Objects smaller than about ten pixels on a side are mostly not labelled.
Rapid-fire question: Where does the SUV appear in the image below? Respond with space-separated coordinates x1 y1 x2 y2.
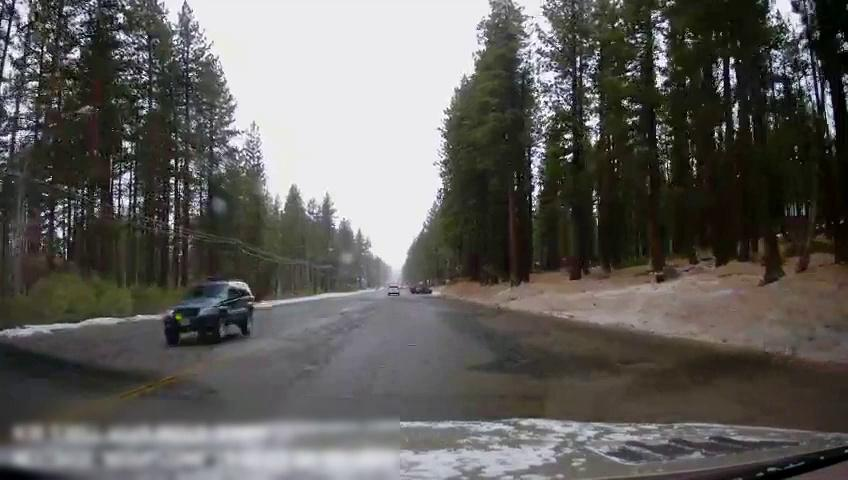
160 281 256 349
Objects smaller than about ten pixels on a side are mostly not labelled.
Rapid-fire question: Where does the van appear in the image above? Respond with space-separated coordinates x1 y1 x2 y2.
387 285 402 298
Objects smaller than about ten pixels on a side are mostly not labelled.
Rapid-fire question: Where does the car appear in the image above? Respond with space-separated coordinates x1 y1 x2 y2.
414 285 435 295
